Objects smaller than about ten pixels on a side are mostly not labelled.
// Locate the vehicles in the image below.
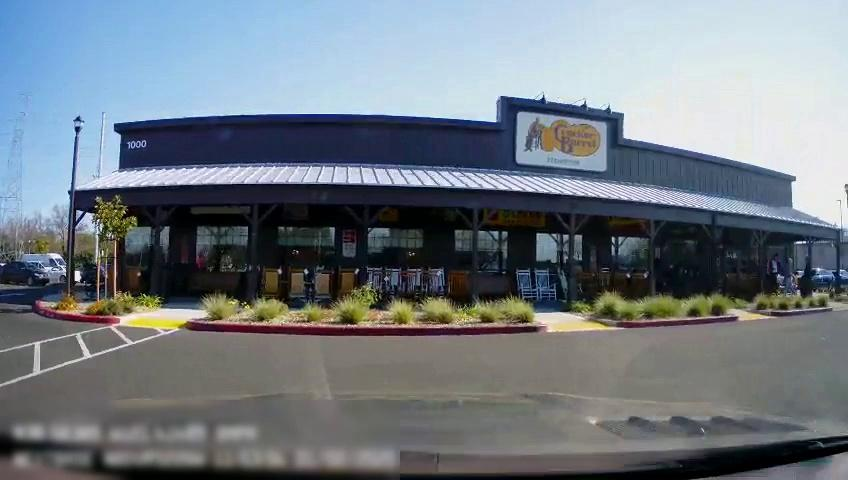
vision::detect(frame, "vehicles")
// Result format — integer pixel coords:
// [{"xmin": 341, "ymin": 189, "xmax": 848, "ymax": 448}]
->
[
  {"xmin": 22, "ymin": 253, "xmax": 69, "ymax": 268},
  {"xmin": 76, "ymin": 266, "xmax": 111, "ymax": 282},
  {"xmin": 0, "ymin": 261, "xmax": 49, "ymax": 286},
  {"xmin": 43, "ymin": 266, "xmax": 82, "ymax": 284}
]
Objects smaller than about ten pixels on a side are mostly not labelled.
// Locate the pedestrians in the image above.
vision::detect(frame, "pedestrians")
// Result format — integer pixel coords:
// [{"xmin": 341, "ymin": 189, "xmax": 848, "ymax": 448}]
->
[
  {"xmin": 782, "ymin": 255, "xmax": 794, "ymax": 296},
  {"xmin": 799, "ymin": 255, "xmax": 813, "ymax": 298}
]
